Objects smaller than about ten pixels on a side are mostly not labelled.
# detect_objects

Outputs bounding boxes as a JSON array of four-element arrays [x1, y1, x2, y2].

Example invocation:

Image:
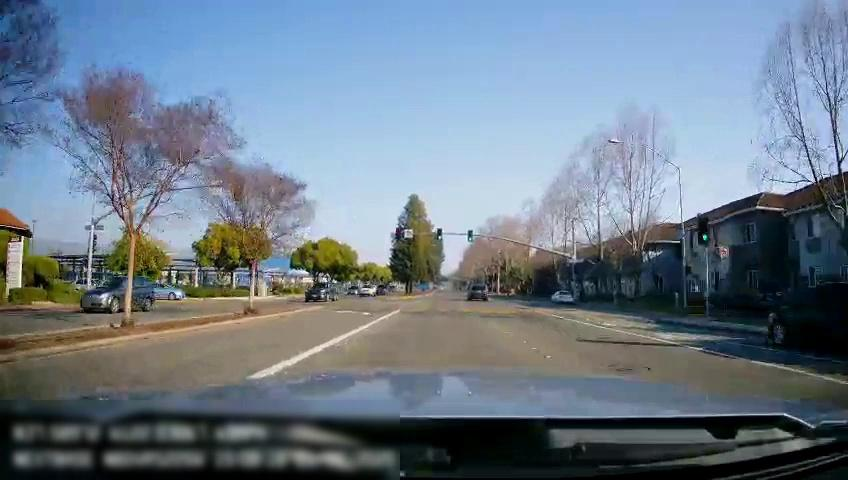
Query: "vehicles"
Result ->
[[346, 284, 359, 296], [304, 281, 340, 303], [359, 282, 377, 297], [767, 278, 848, 350], [78, 275, 154, 315], [375, 284, 389, 296], [551, 290, 573, 305], [466, 280, 488, 302], [152, 280, 185, 301]]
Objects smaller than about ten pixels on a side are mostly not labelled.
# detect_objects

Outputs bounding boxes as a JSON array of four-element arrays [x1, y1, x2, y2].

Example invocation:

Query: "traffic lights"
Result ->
[[436, 227, 443, 241], [467, 229, 474, 242], [394, 226, 402, 240], [695, 213, 711, 247]]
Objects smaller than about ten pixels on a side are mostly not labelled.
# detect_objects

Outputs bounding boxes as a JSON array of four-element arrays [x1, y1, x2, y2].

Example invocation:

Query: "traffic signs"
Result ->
[[404, 228, 415, 240], [568, 259, 585, 263]]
